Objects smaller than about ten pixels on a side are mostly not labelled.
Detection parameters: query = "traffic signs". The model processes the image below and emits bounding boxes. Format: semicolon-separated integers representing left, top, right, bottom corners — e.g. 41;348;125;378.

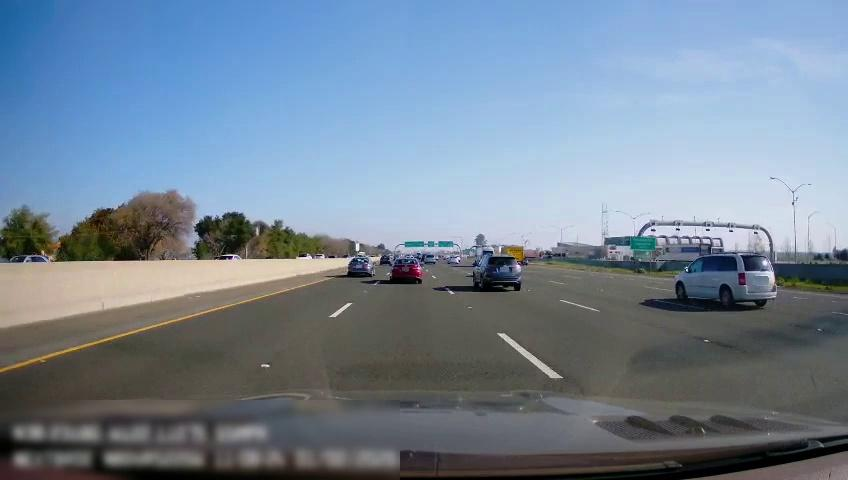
255;226;260;237
630;236;657;252
437;240;454;248
404;240;425;248
634;251;652;263
355;240;360;252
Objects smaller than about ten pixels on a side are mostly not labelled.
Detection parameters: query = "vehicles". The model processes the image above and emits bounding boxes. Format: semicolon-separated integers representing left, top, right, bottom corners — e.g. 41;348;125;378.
673;251;778;309
523;248;539;259
447;254;460;265
424;254;436;265
7;254;52;264
379;256;392;266
347;257;376;278
391;257;424;285
472;254;522;293
296;253;313;260
475;246;495;260
312;253;325;260
501;245;525;266
215;253;243;261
